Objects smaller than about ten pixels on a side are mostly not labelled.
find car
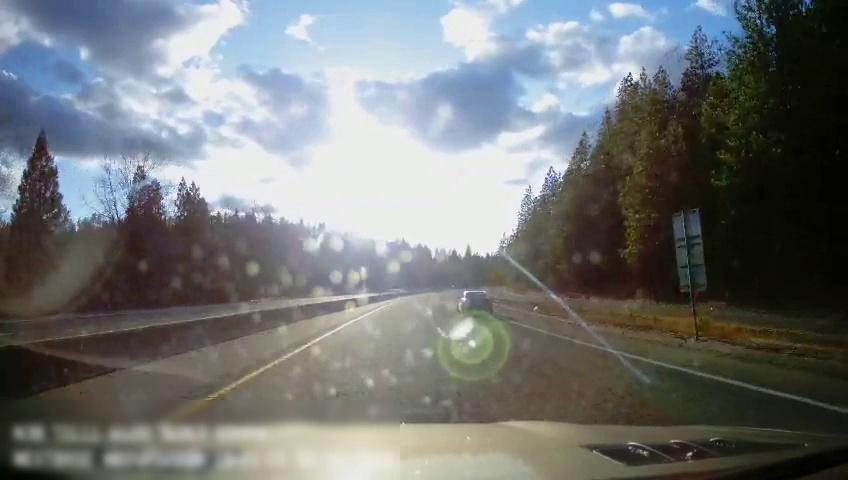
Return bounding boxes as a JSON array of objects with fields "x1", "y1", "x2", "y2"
[{"x1": 457, "y1": 289, "x2": 493, "y2": 315}]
